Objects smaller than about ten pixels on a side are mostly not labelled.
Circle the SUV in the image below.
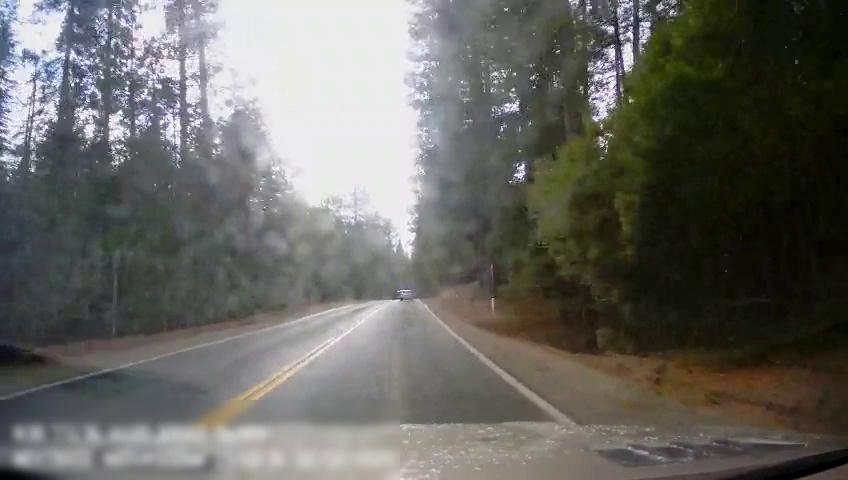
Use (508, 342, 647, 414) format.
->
(398, 290, 413, 302)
